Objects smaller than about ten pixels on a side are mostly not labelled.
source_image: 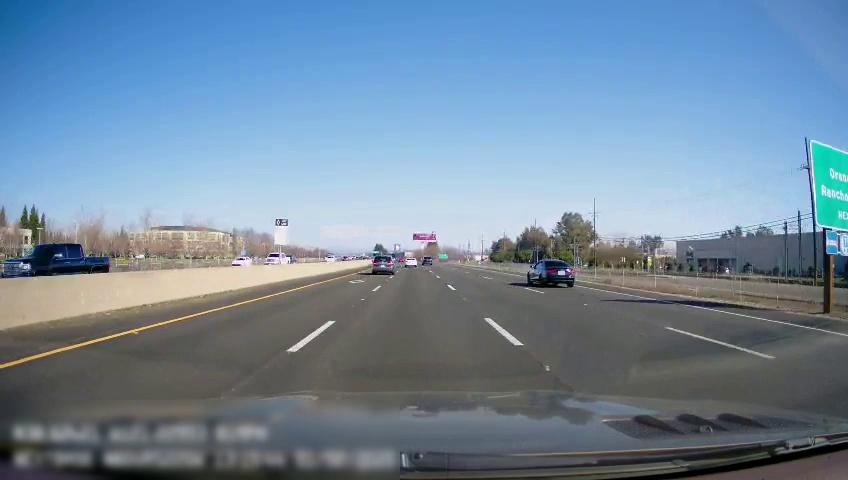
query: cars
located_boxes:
[231,256,253,267]
[526,260,576,287]
[404,258,417,268]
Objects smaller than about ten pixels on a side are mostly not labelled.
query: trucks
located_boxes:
[0,242,112,278]
[263,252,290,265]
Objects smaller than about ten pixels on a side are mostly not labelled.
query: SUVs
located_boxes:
[372,256,395,276]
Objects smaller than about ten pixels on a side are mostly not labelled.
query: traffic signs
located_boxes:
[273,218,288,245]
[810,138,848,230]
[825,229,839,254]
